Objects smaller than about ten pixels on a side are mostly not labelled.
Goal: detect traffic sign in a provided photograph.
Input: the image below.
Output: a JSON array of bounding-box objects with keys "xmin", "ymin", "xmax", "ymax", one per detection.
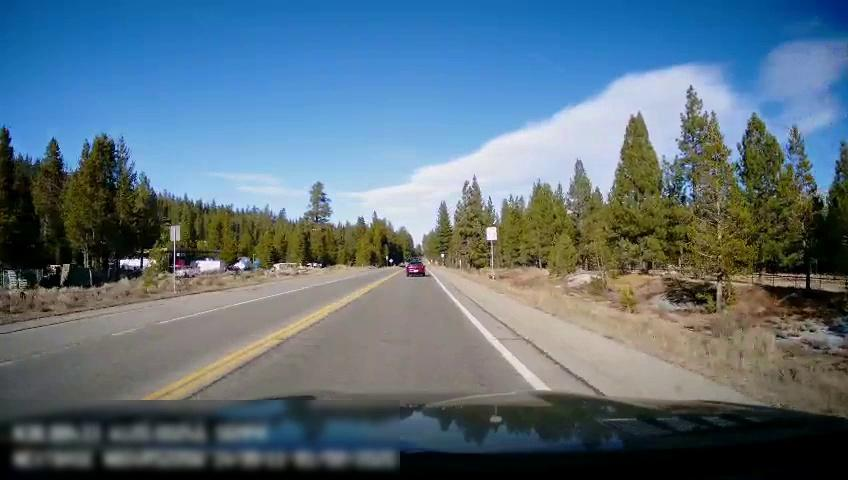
[{"xmin": 484, "ymin": 225, "xmax": 499, "ymax": 242}]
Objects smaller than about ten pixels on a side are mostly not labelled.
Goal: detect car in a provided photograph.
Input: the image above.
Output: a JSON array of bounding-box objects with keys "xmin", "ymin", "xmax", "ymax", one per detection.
[{"xmin": 405, "ymin": 260, "xmax": 426, "ymax": 277}]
